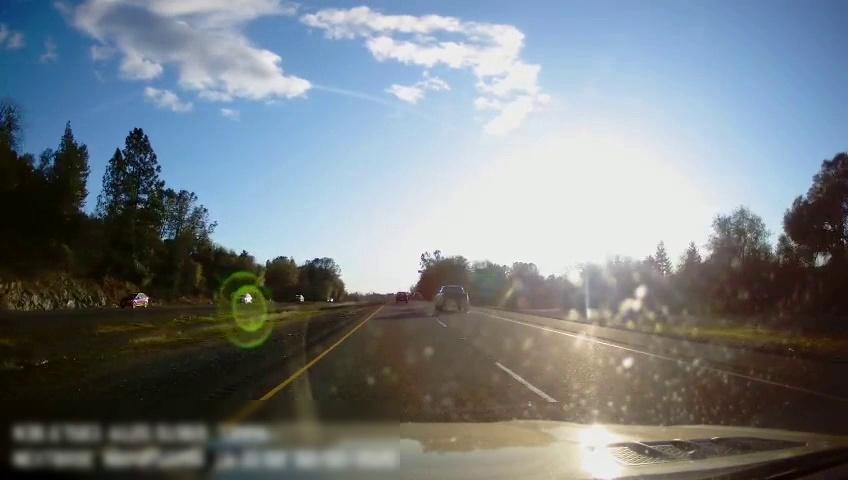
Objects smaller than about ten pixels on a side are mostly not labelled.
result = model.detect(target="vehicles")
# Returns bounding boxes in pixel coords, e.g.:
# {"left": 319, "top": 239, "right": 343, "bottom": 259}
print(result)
{"left": 396, "top": 293, "right": 408, "bottom": 303}
{"left": 120, "top": 293, "right": 151, "bottom": 310}
{"left": 435, "top": 285, "right": 468, "bottom": 313}
{"left": 293, "top": 294, "right": 305, "bottom": 304}
{"left": 240, "top": 294, "right": 253, "bottom": 304}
